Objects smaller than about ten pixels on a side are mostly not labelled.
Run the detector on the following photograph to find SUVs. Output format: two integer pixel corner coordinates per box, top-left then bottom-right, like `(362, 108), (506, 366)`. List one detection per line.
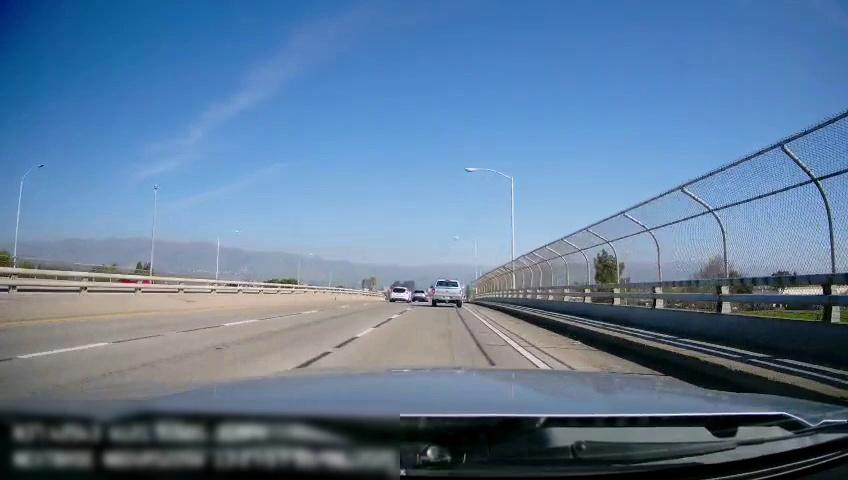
(390, 286), (412, 303)
(412, 289), (426, 302)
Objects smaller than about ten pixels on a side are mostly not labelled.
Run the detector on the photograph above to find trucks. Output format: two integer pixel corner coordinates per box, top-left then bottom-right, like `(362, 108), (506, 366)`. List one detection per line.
(429, 279), (463, 308)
